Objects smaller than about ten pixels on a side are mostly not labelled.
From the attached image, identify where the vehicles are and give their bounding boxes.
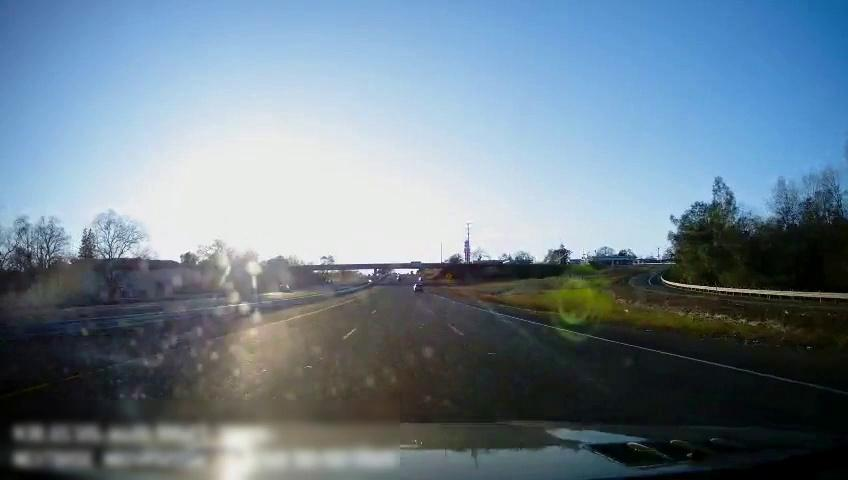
[413,284,424,293]
[279,285,290,293]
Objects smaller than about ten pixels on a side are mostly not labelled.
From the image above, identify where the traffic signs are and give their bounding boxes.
[411,261,422,268]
